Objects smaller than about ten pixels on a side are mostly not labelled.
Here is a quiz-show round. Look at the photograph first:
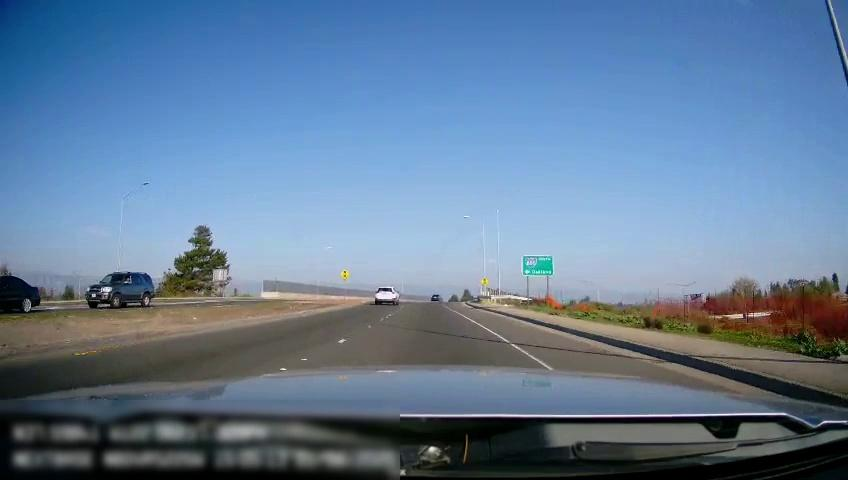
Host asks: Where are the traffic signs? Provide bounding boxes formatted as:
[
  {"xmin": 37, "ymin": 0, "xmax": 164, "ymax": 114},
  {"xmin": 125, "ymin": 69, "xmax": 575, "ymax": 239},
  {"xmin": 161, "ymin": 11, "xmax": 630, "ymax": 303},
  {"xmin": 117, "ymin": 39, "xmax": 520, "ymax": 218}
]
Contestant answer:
[
  {"xmin": 524, "ymin": 253, "xmax": 555, "ymax": 276},
  {"xmin": 340, "ymin": 269, "xmax": 348, "ymax": 280}
]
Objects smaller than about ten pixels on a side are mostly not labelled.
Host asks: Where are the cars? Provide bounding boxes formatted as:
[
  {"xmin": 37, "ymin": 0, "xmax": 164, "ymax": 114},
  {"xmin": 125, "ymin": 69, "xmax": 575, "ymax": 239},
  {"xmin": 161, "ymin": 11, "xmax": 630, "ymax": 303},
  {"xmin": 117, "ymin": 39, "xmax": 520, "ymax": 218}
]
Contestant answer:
[
  {"xmin": 0, "ymin": 276, "xmax": 41, "ymax": 315},
  {"xmin": 430, "ymin": 293, "xmax": 441, "ymax": 302}
]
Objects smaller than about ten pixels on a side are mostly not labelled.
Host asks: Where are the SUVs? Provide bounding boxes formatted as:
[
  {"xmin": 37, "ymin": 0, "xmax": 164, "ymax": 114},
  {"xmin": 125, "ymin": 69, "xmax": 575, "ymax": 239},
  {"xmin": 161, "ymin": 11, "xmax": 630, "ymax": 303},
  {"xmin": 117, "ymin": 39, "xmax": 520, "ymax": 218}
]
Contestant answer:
[
  {"xmin": 84, "ymin": 271, "xmax": 155, "ymax": 308},
  {"xmin": 375, "ymin": 285, "xmax": 400, "ymax": 305}
]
